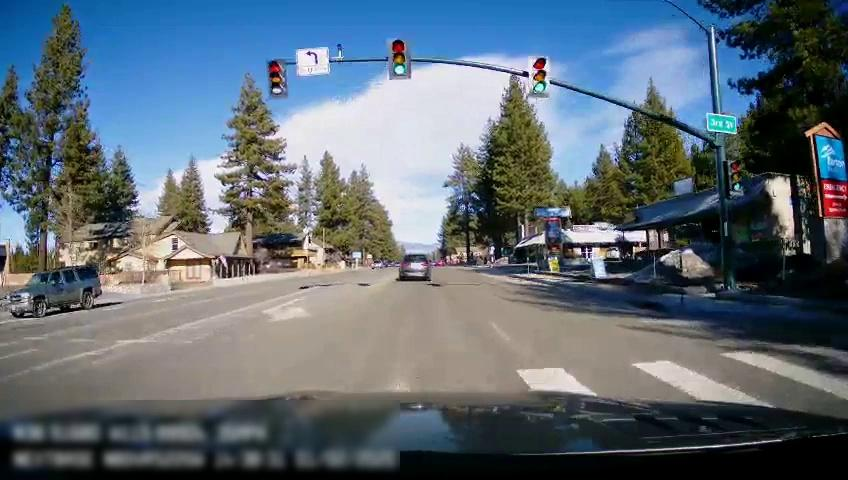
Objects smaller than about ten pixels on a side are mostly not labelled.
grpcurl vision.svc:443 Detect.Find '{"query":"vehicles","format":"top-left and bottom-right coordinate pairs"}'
top-left (8, 266), bottom-right (101, 319)
top-left (399, 255), bottom-right (431, 281)
top-left (605, 246), bottom-right (622, 262)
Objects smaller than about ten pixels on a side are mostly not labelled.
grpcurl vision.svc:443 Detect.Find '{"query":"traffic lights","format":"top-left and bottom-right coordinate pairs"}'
top-left (387, 39), bottom-right (413, 81)
top-left (529, 56), bottom-right (551, 98)
top-left (267, 58), bottom-right (289, 97)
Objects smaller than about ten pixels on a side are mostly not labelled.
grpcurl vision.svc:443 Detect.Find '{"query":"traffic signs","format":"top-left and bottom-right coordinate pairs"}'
top-left (703, 111), bottom-right (739, 135)
top-left (295, 49), bottom-right (330, 76)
